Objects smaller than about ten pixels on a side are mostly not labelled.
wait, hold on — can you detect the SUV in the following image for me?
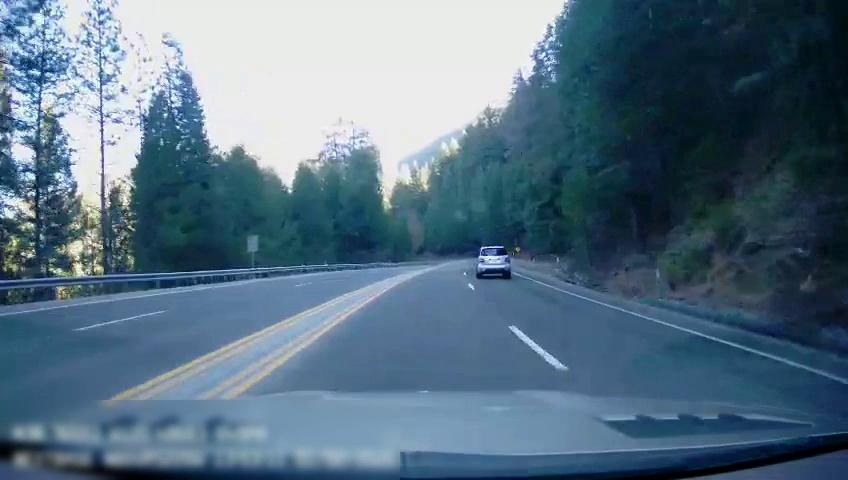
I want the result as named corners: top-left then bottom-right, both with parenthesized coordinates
top-left (472, 246), bottom-right (512, 280)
